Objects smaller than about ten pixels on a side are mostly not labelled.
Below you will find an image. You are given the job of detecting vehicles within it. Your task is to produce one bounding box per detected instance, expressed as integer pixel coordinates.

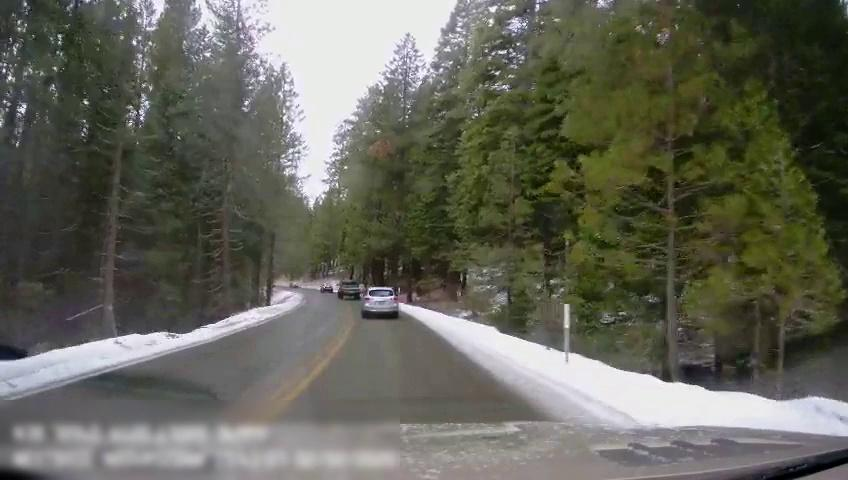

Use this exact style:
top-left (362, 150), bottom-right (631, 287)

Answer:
top-left (361, 286), bottom-right (399, 318)
top-left (320, 282), bottom-right (334, 294)
top-left (336, 280), bottom-right (361, 300)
